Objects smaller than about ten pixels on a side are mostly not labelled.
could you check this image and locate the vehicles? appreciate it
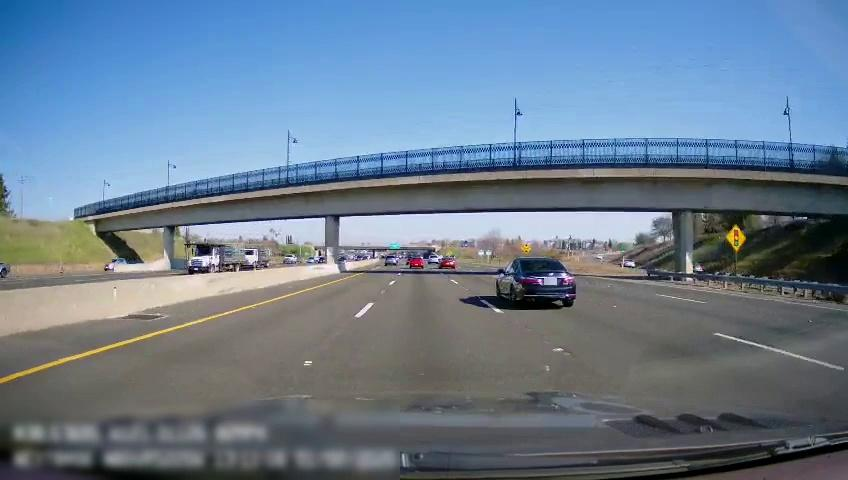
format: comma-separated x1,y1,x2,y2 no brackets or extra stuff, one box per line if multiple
408,256,425,269
243,247,272,271
306,256,318,265
187,243,246,276
383,254,398,267
620,258,636,268
494,256,577,308
282,254,297,265
438,256,457,269
316,256,326,263
104,258,127,272
427,254,442,265
0,262,12,279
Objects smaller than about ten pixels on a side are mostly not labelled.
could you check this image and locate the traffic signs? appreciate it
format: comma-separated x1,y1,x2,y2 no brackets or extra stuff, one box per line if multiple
519,242,532,254
726,224,746,252
389,242,403,249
